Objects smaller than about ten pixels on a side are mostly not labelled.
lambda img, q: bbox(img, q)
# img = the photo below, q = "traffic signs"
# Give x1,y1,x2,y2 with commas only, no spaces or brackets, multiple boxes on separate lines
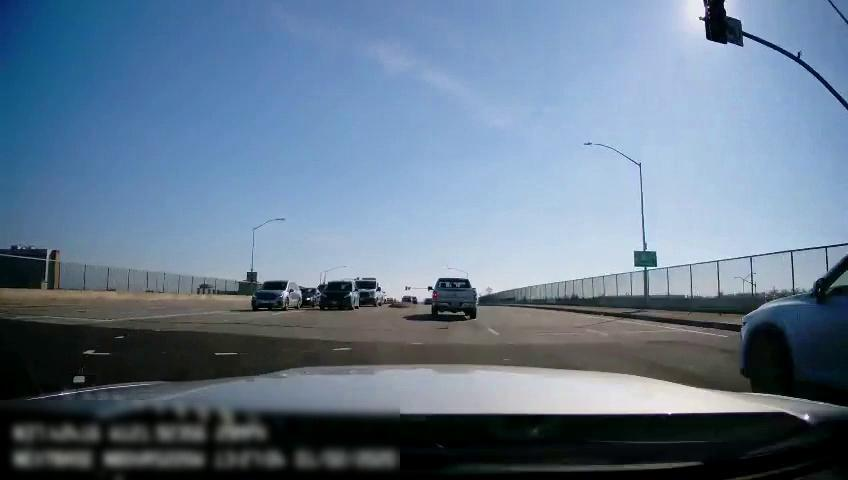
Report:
633,250,658,268
724,16,744,48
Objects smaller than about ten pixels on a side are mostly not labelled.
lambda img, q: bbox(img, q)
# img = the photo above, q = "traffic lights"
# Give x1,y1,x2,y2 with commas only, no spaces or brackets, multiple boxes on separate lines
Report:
703,0,728,45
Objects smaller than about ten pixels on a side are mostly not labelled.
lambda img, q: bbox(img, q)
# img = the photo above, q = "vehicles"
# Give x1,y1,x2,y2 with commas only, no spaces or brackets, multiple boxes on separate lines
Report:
319,280,360,311
401,295,413,304
737,252,848,408
251,279,303,312
317,284,329,293
355,279,384,308
300,287,322,308
427,277,478,320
